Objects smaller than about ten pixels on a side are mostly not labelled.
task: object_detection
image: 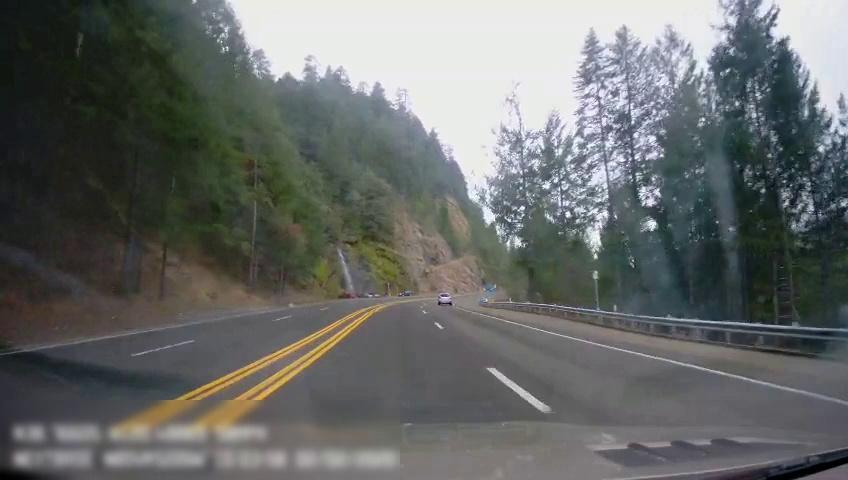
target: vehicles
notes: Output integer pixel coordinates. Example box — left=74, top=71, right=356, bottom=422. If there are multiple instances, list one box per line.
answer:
left=437, top=292, right=452, bottom=305
left=336, top=292, right=356, bottom=300
left=398, top=291, right=412, bottom=298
